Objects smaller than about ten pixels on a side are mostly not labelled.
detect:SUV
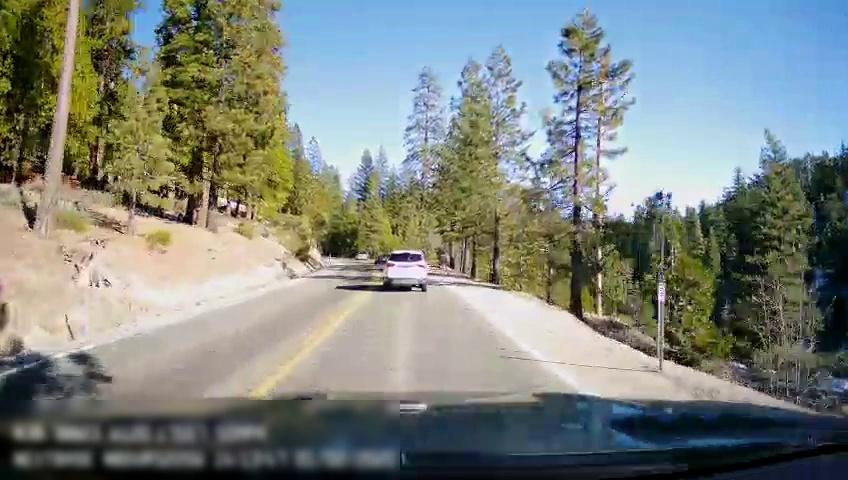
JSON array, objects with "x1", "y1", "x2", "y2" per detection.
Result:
[{"x1": 383, "y1": 249, "x2": 427, "y2": 292}]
